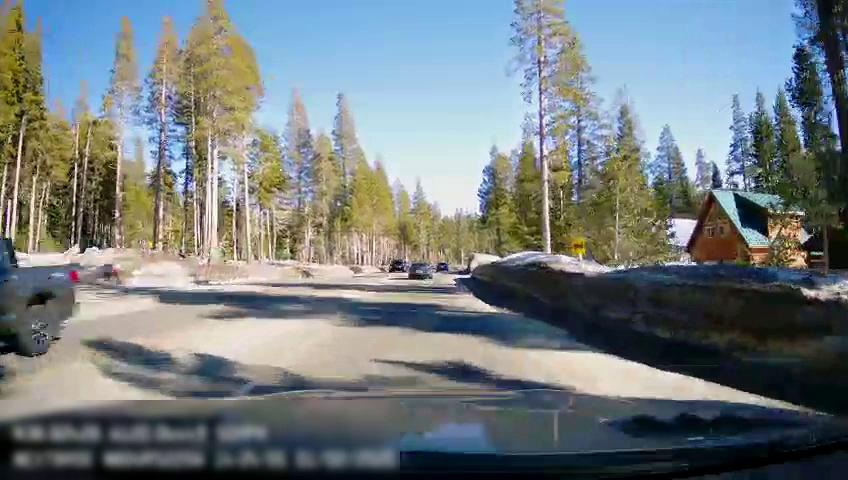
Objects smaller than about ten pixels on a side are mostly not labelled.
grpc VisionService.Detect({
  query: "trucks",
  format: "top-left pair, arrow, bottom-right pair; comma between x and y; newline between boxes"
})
0,239 -> 80,359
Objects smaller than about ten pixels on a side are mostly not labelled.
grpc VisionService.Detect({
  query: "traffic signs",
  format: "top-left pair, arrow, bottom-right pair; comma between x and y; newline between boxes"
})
568,238 -> 587,257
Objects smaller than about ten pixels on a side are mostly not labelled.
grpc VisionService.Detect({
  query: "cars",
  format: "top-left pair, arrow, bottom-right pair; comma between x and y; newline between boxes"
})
406,261 -> 434,282
436,261 -> 449,272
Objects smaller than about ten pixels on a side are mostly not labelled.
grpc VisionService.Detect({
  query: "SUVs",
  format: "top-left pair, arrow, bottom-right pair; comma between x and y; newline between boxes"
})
388,257 -> 406,274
